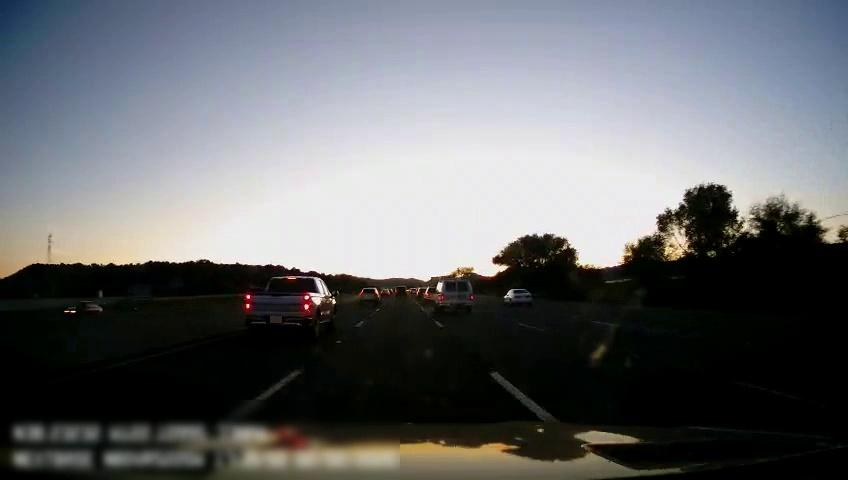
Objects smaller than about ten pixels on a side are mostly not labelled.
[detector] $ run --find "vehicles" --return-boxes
[394,285,408,297]
[243,275,339,342]
[358,288,381,305]
[433,279,474,313]
[423,286,435,301]
[503,288,532,305]
[63,300,104,313]
[415,287,426,299]
[380,288,391,296]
